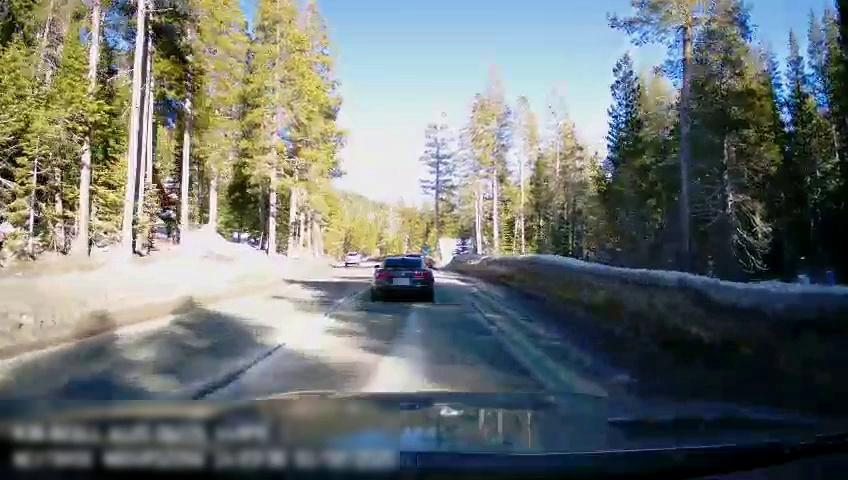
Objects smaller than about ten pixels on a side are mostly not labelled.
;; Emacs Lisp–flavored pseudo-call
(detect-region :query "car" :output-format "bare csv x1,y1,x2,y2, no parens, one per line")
373,254,435,298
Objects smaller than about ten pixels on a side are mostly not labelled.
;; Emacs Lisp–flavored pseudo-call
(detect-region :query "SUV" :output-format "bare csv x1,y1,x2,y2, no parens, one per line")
343,251,361,268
